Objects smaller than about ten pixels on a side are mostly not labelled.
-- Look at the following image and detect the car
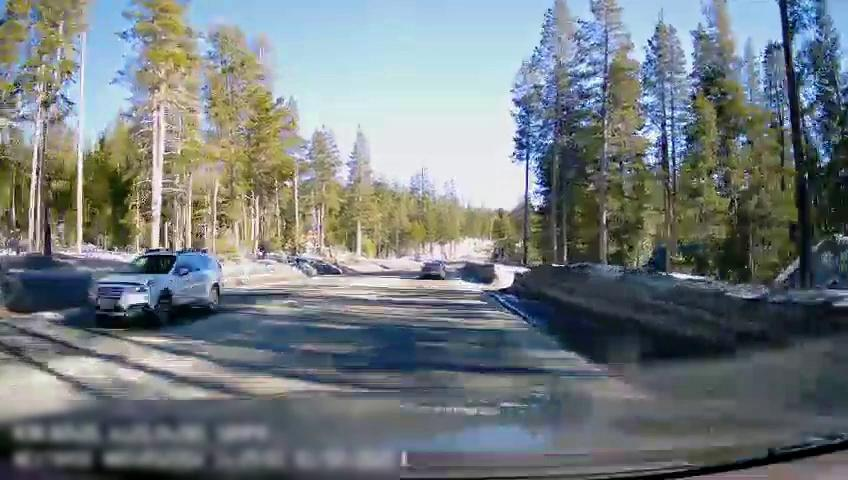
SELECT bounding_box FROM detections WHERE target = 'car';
[420,260,447,281]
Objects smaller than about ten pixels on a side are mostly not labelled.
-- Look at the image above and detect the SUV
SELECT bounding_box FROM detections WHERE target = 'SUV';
[87,252,224,331]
